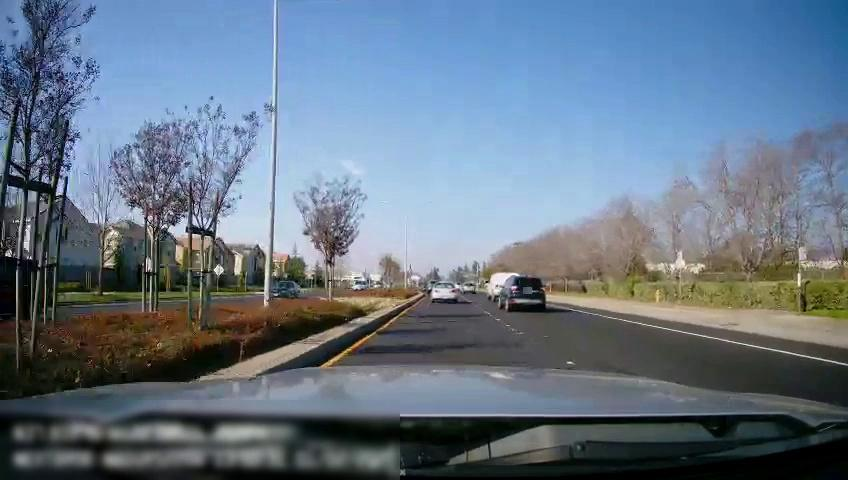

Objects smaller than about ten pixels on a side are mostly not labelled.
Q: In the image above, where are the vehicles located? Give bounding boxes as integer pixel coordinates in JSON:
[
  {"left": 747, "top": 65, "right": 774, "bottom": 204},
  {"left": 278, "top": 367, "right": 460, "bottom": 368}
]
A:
[
  {"left": 352, "top": 278, "right": 369, "bottom": 292},
  {"left": 431, "top": 280, "right": 457, "bottom": 304},
  {"left": 461, "top": 282, "right": 476, "bottom": 295},
  {"left": 485, "top": 272, "right": 519, "bottom": 304},
  {"left": 426, "top": 279, "right": 439, "bottom": 293},
  {"left": 498, "top": 275, "right": 547, "bottom": 312},
  {"left": 271, "top": 280, "right": 300, "bottom": 299}
]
